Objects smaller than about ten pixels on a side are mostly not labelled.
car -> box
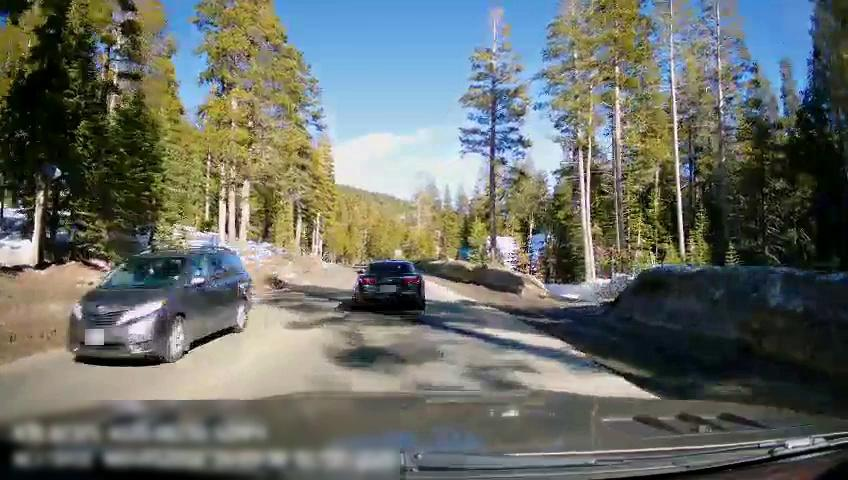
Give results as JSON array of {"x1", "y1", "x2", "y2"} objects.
[{"x1": 358, "y1": 259, "x2": 426, "y2": 310}]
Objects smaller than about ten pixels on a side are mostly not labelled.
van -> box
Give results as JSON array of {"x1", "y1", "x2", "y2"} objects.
[{"x1": 66, "y1": 244, "x2": 256, "y2": 364}]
